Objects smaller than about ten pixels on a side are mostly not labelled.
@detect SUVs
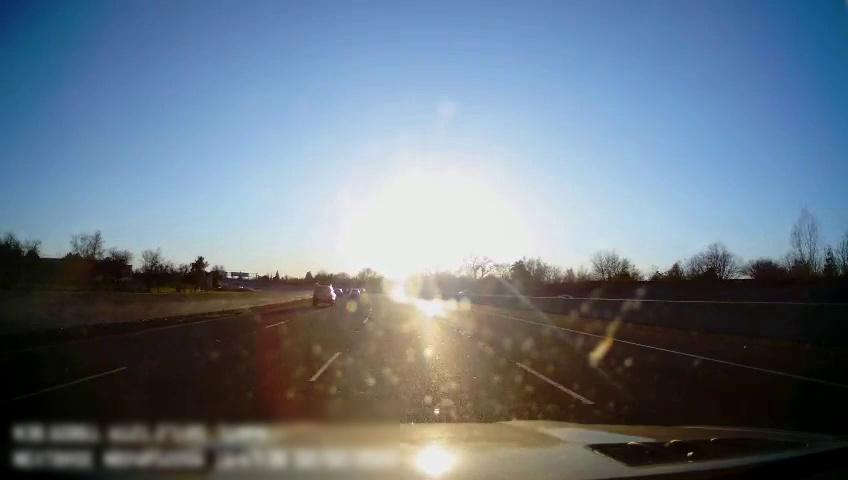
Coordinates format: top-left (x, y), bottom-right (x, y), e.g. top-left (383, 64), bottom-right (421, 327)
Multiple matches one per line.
top-left (312, 285), bottom-right (336, 307)
top-left (557, 293), bottom-right (573, 299)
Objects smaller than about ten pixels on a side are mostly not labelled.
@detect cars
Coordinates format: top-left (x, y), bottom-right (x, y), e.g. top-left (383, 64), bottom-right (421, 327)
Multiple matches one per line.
top-left (350, 288), bottom-right (361, 298)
